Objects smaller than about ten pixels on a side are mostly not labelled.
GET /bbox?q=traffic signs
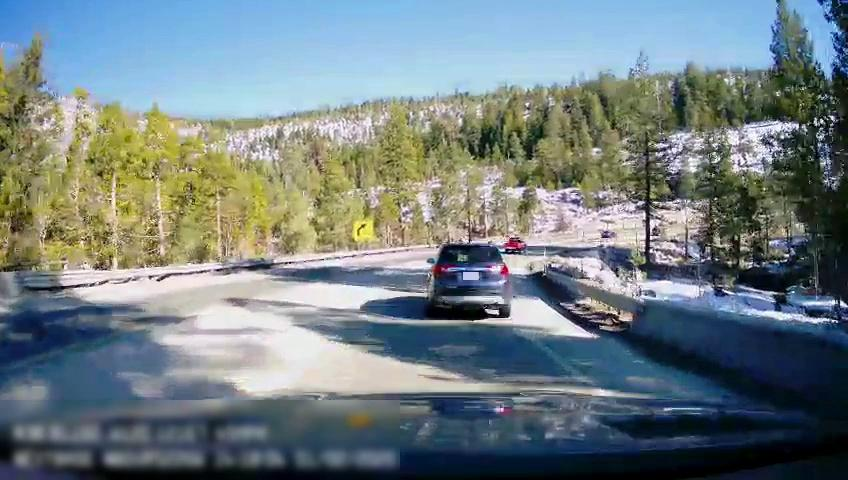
[351,219,372,243]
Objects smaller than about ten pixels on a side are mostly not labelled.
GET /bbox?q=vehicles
[600,230,616,238]
[502,235,529,255]
[426,240,513,319]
